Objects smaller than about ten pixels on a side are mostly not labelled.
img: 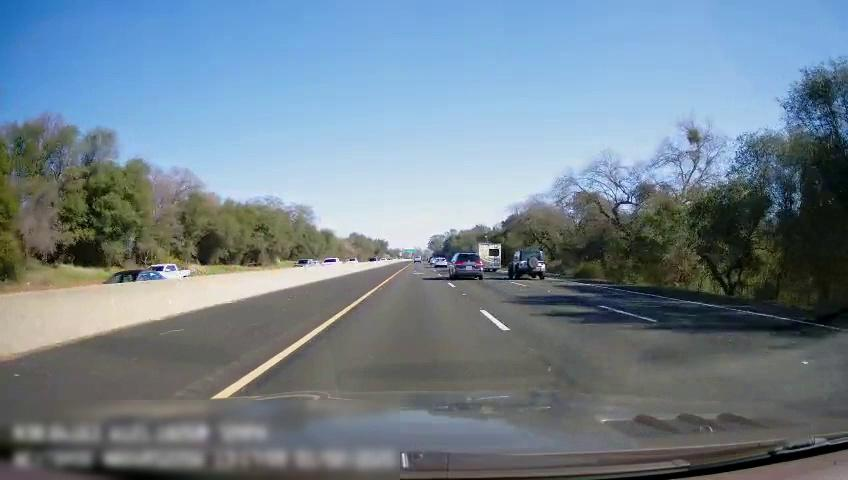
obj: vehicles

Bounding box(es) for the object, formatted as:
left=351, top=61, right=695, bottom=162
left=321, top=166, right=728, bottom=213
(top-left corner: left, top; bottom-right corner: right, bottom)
left=321, top=257, right=343, bottom=265
left=472, top=243, right=501, bottom=272
left=434, top=257, right=447, bottom=268
left=367, top=258, right=378, bottom=263
left=346, top=258, right=359, bottom=264
left=101, top=269, right=167, bottom=284
left=508, top=248, right=546, bottom=280
left=448, top=252, right=485, bottom=281
left=292, top=258, right=320, bottom=267
left=147, top=263, right=191, bottom=279
left=413, top=255, right=422, bottom=264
